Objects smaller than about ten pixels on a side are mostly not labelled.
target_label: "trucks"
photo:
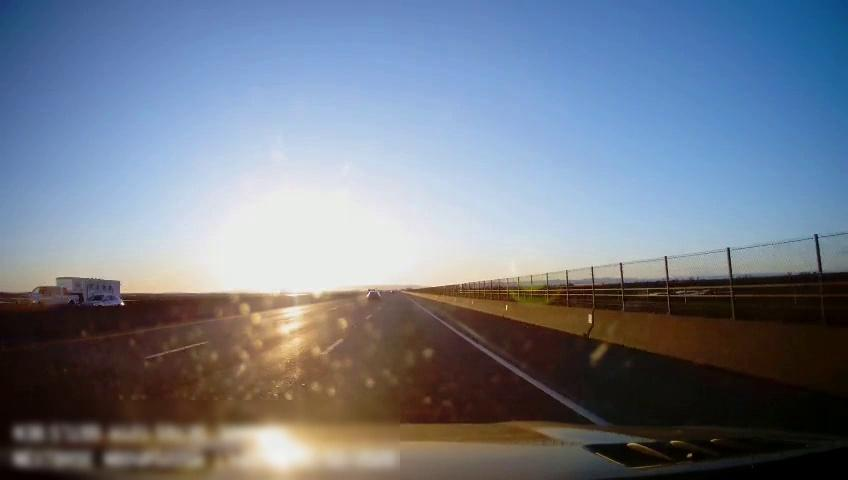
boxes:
[16,277,121,308]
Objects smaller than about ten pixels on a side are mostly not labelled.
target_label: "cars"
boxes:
[367,290,382,302]
[77,294,124,307]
